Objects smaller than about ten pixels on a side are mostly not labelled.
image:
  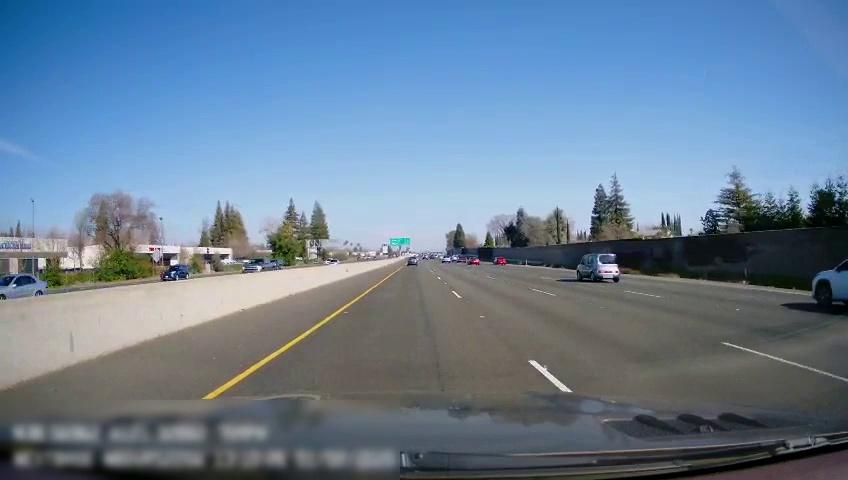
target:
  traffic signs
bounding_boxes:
[381,244,388,255]
[390,237,410,248]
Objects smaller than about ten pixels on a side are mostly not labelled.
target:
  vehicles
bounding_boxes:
[271,259,283,271]
[159,264,190,282]
[576,254,621,283]
[240,258,278,274]
[407,256,418,266]
[466,255,481,265]
[441,255,452,264]
[0,273,49,300]
[492,255,507,265]
[811,258,848,311]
